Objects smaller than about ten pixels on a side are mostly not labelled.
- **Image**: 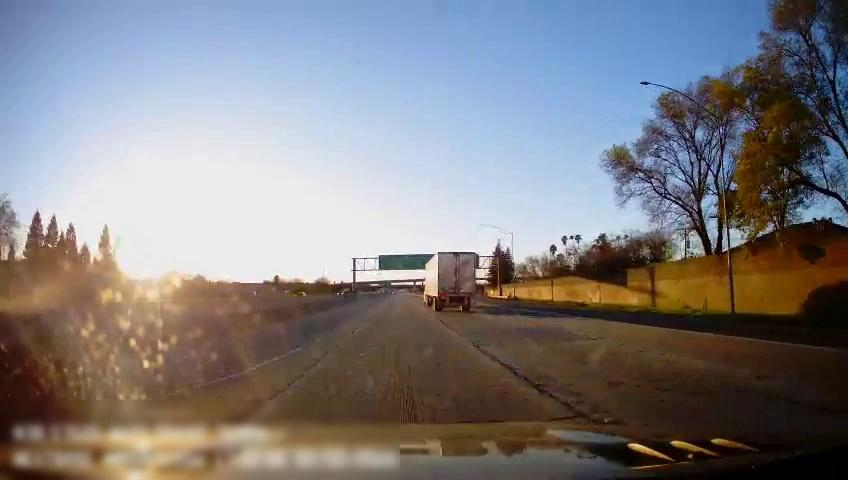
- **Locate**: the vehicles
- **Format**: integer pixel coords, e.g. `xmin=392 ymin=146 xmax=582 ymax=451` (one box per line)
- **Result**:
xmin=421 ymin=251 xmax=476 ymax=311
xmin=294 ymin=292 xmax=306 ymax=298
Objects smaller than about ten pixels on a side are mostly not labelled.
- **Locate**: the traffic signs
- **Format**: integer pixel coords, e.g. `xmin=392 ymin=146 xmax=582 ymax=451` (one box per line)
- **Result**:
xmin=380 ymin=281 xmax=392 ymax=286
xmin=378 ymin=254 xmax=435 ymax=271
